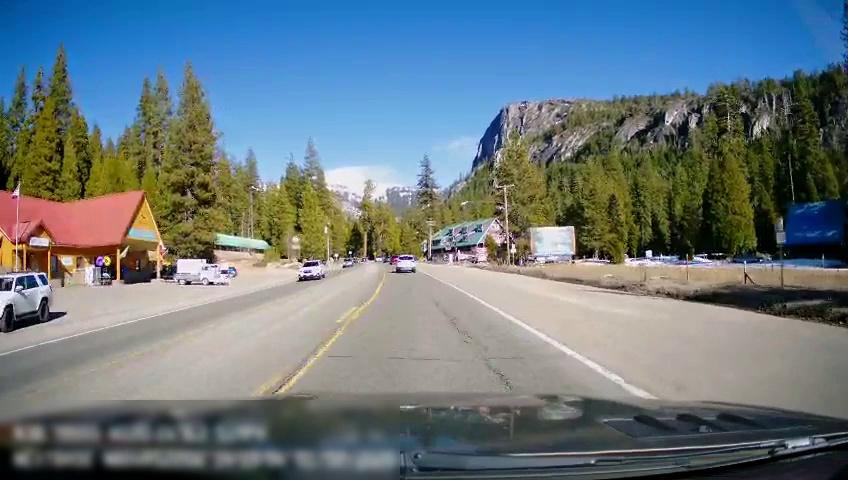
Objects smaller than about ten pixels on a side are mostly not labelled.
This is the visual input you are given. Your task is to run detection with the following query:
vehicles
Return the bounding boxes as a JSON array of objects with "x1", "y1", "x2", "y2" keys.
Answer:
[
  {"x1": 0, "y1": 271, "x2": 52, "y2": 333},
  {"x1": 394, "y1": 254, "x2": 417, "y2": 273},
  {"x1": 342, "y1": 257, "x2": 353, "y2": 269},
  {"x1": 175, "y1": 258, "x2": 221, "y2": 287},
  {"x1": 389, "y1": 256, "x2": 402, "y2": 265},
  {"x1": 295, "y1": 260, "x2": 326, "y2": 282}
]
